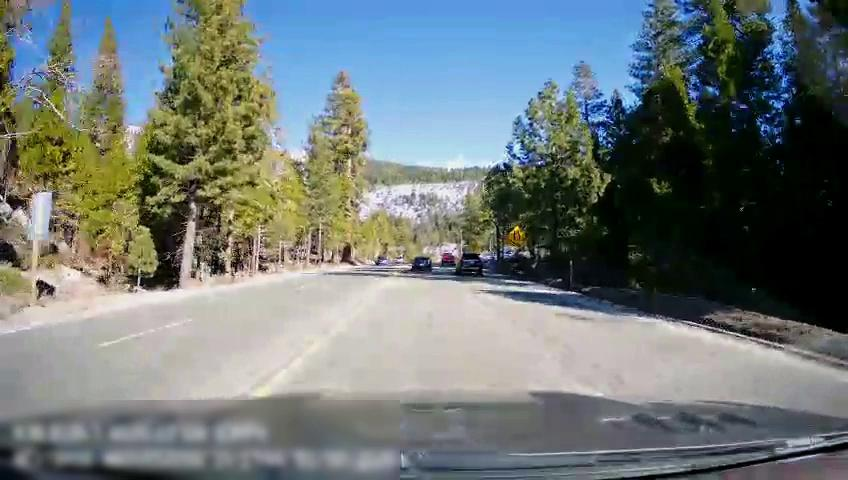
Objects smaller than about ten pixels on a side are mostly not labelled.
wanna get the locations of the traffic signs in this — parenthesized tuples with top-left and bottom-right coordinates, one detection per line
(507, 225, 527, 246)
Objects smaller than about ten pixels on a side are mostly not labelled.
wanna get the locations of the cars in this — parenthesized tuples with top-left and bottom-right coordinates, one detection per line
(411, 256, 433, 273)
(440, 252, 455, 266)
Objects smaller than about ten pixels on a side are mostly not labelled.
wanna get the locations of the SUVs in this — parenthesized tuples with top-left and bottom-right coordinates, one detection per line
(456, 253, 483, 277)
